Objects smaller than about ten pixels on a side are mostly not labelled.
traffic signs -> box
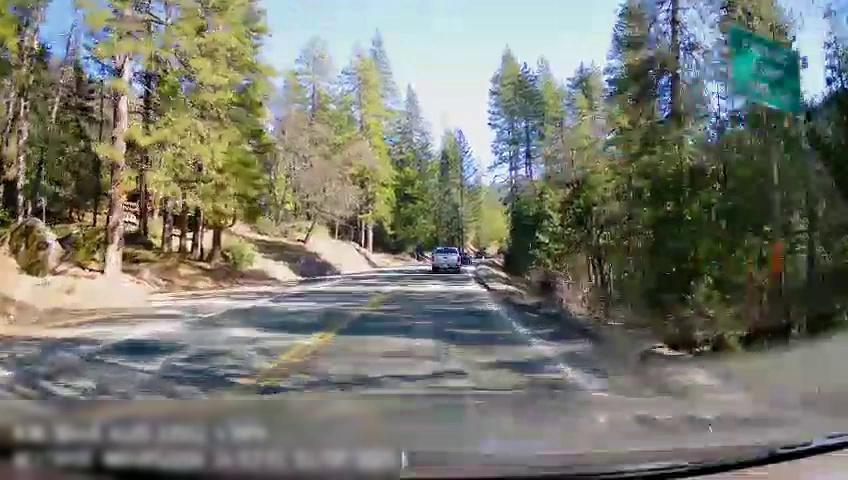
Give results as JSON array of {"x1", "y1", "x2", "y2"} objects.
[{"x1": 726, "y1": 22, "x2": 804, "y2": 115}]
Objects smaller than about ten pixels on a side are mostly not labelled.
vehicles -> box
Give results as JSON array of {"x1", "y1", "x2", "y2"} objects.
[
  {"x1": 458, "y1": 252, "x2": 471, "y2": 266},
  {"x1": 431, "y1": 245, "x2": 463, "y2": 273}
]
